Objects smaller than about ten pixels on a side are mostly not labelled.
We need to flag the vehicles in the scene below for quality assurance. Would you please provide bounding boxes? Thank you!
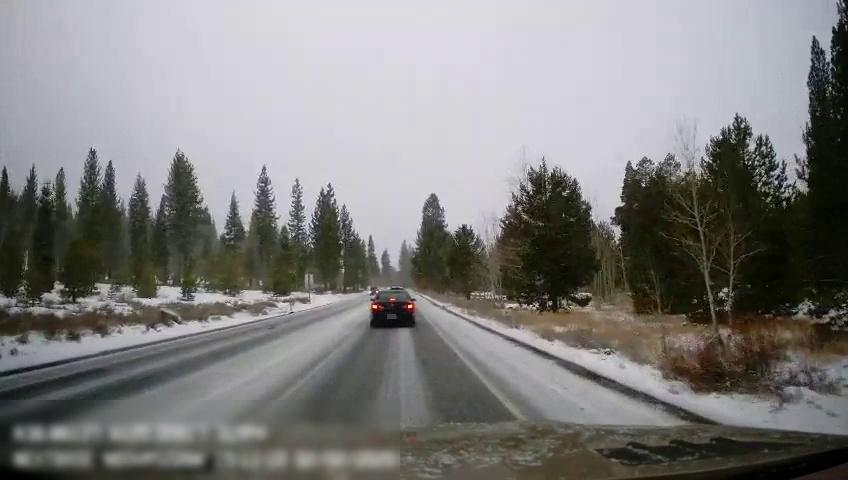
[369,287,380,295]
[390,286,404,292]
[369,291,416,327]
